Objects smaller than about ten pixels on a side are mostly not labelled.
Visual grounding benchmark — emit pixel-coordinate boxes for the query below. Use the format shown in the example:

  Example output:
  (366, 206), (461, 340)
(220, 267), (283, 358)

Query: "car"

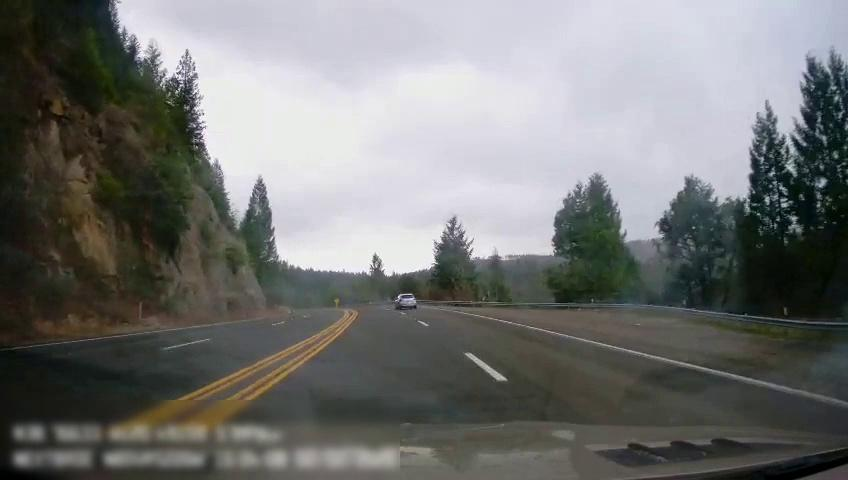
(394, 293), (418, 311)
